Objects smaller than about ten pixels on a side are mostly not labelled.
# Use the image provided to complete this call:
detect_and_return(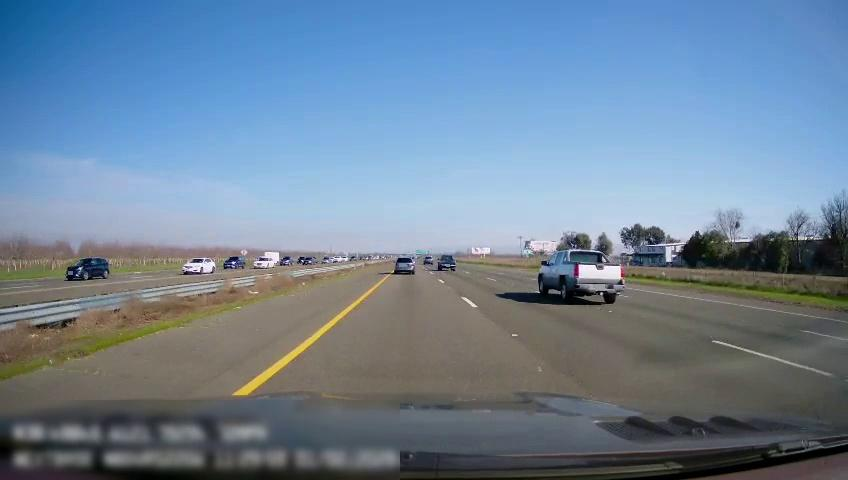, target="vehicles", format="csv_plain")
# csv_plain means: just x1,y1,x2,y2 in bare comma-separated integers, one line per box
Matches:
394,256,416,275
264,252,279,264
279,256,294,267
437,255,456,271
182,258,216,275
253,256,276,270
65,257,110,281
301,257,316,266
223,256,247,270
538,249,625,304
297,257,305,265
